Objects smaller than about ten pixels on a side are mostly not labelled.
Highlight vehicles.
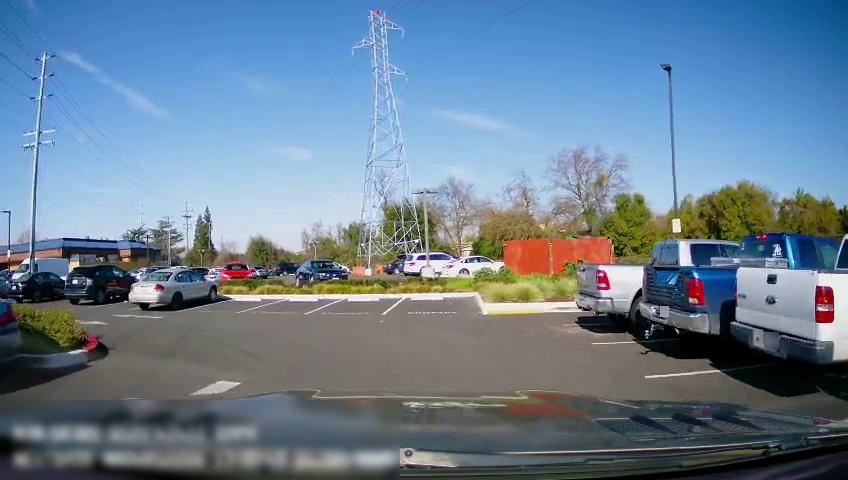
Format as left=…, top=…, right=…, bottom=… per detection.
left=274, top=262, right=301, bottom=276
left=253, top=266, right=267, bottom=279
left=640, top=232, right=842, bottom=355
left=729, top=234, right=848, bottom=364
left=404, top=252, right=457, bottom=278
left=446, top=255, right=507, bottom=278
left=128, top=269, right=219, bottom=310
left=219, top=262, right=252, bottom=281
left=64, top=264, right=137, bottom=305
left=0, top=274, right=12, bottom=298
left=138, top=267, right=163, bottom=281
left=398, top=255, right=409, bottom=272
left=11, top=258, right=69, bottom=282
left=295, top=260, right=348, bottom=287
left=204, top=270, right=220, bottom=283
left=383, top=258, right=401, bottom=275
left=8, top=272, right=66, bottom=303
left=192, top=267, right=212, bottom=278
left=576, top=240, right=742, bottom=339
left=0, top=298, right=18, bottom=352
left=247, top=266, right=256, bottom=277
